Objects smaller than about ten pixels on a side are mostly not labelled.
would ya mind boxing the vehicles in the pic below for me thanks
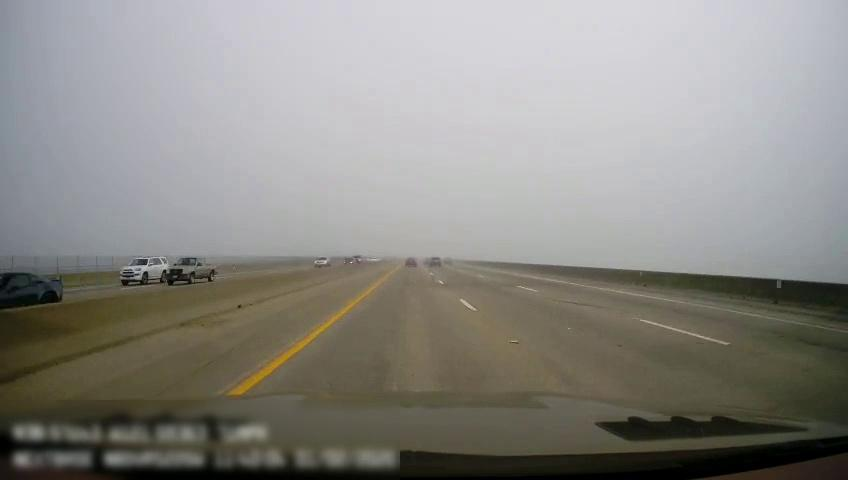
[165,256,218,286]
[0,270,65,311]
[118,256,172,287]
[404,257,418,267]
[351,255,363,264]
[313,256,332,268]
[429,256,442,267]
[343,257,355,265]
